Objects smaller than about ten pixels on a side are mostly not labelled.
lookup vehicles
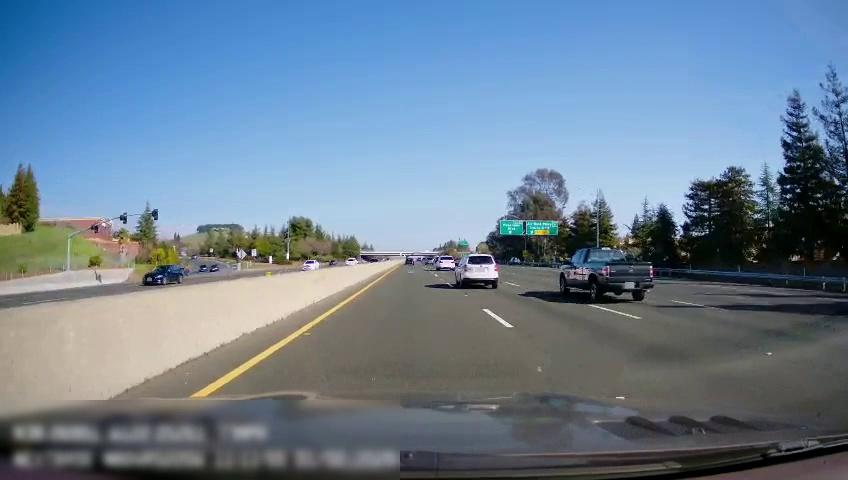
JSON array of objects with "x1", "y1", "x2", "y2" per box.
[
  {"x1": 209, "y1": 264, "x2": 218, "y2": 272},
  {"x1": 143, "y1": 264, "x2": 185, "y2": 287},
  {"x1": 301, "y1": 259, "x2": 320, "y2": 272},
  {"x1": 346, "y1": 257, "x2": 358, "y2": 264},
  {"x1": 425, "y1": 257, "x2": 435, "y2": 266},
  {"x1": 404, "y1": 255, "x2": 416, "y2": 266},
  {"x1": 509, "y1": 257, "x2": 522, "y2": 266},
  {"x1": 454, "y1": 254, "x2": 499, "y2": 289},
  {"x1": 558, "y1": 246, "x2": 654, "y2": 303},
  {"x1": 368, "y1": 258, "x2": 379, "y2": 264},
  {"x1": 436, "y1": 255, "x2": 456, "y2": 271},
  {"x1": 199, "y1": 264, "x2": 209, "y2": 272}
]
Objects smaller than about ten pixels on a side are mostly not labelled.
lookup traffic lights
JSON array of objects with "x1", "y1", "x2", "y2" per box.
[
  {"x1": 122, "y1": 212, "x2": 128, "y2": 225},
  {"x1": 94, "y1": 224, "x2": 99, "y2": 235},
  {"x1": 153, "y1": 208, "x2": 159, "y2": 221}
]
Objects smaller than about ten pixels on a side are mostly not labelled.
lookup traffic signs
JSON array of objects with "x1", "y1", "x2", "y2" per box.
[
  {"x1": 499, "y1": 219, "x2": 524, "y2": 236},
  {"x1": 525, "y1": 220, "x2": 559, "y2": 236}
]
